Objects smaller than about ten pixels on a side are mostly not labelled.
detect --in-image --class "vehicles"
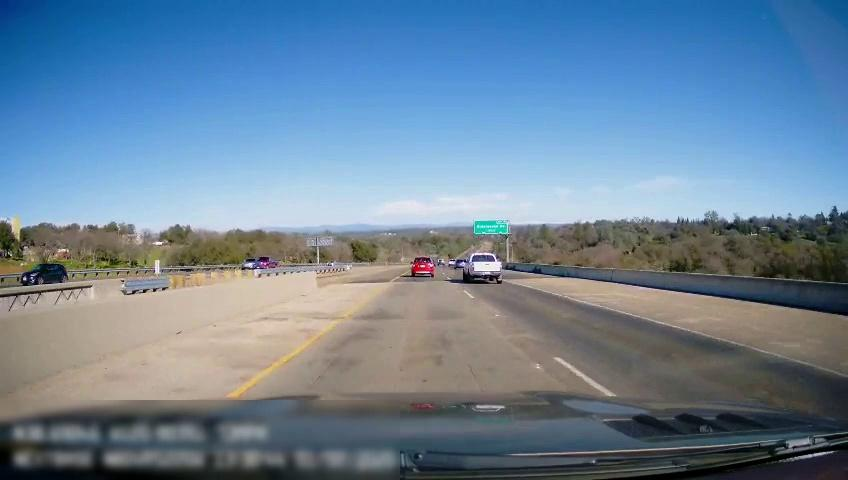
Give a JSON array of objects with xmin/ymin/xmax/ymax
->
[
  {"xmin": 253, "ymin": 255, "xmax": 281, "ymax": 271},
  {"xmin": 462, "ymin": 253, "xmax": 504, "ymax": 283},
  {"xmin": 239, "ymin": 258, "xmax": 258, "ymax": 271},
  {"xmin": 412, "ymin": 257, "xmax": 435, "ymax": 276},
  {"xmin": 446, "ymin": 259, "xmax": 457, "ymax": 267},
  {"xmin": 455, "ymin": 259, "xmax": 468, "ymax": 269},
  {"xmin": 16, "ymin": 263, "xmax": 69, "ymax": 289}
]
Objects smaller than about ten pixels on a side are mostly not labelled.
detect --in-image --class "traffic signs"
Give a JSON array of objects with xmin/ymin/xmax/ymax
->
[{"xmin": 473, "ymin": 219, "xmax": 509, "ymax": 235}]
